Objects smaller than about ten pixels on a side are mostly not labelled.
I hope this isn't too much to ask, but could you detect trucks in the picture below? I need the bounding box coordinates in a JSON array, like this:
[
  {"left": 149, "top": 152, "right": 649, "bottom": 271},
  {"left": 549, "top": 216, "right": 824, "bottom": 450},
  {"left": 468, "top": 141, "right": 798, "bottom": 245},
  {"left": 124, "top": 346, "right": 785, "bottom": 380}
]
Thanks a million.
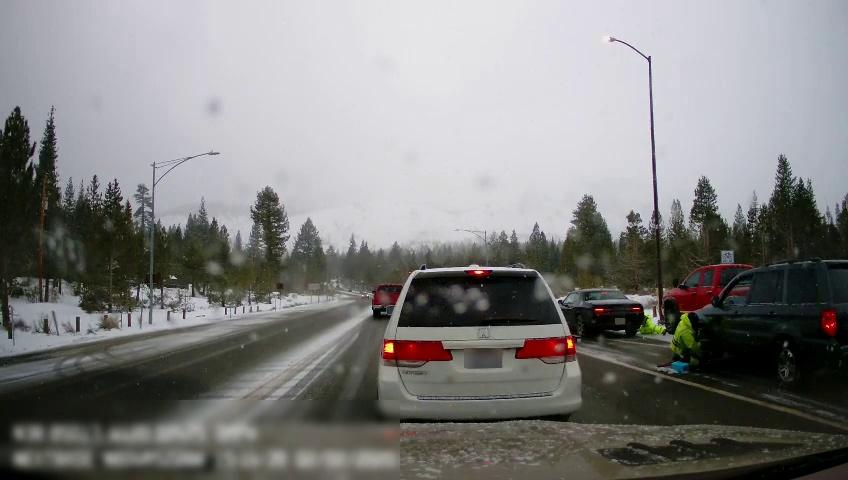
[
  {"left": 372, "top": 282, "right": 404, "bottom": 319},
  {"left": 660, "top": 263, "right": 753, "bottom": 335}
]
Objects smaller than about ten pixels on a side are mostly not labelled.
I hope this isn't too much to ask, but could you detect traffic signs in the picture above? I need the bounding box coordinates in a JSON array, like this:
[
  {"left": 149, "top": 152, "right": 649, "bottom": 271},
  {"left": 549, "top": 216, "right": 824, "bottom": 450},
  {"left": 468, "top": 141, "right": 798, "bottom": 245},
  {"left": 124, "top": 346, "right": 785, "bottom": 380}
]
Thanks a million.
[{"left": 720, "top": 249, "right": 735, "bottom": 264}]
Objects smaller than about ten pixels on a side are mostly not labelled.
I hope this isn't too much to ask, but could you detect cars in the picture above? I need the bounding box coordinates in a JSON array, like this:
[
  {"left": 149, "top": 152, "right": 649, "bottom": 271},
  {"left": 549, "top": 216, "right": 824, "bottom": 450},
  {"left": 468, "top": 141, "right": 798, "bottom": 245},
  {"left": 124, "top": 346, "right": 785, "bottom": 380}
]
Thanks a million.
[{"left": 557, "top": 288, "right": 645, "bottom": 338}]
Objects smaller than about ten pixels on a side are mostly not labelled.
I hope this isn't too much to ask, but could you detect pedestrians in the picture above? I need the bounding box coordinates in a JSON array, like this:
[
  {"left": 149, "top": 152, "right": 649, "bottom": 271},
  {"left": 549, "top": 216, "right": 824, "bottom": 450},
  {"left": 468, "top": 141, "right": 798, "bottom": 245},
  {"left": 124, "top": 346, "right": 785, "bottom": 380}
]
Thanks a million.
[
  {"left": 640, "top": 316, "right": 666, "bottom": 336},
  {"left": 669, "top": 311, "right": 709, "bottom": 369}
]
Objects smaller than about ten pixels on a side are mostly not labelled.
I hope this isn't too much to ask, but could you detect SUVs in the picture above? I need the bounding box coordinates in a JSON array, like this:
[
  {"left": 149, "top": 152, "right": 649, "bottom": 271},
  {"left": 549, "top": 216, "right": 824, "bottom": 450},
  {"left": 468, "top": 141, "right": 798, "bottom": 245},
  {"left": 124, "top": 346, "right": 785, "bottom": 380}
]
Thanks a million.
[{"left": 690, "top": 258, "right": 848, "bottom": 391}]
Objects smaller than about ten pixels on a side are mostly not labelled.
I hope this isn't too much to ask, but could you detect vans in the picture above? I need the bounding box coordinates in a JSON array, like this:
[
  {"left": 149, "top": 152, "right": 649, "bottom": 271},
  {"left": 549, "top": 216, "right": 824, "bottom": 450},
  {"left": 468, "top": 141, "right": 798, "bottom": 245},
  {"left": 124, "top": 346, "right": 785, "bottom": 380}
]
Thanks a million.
[{"left": 377, "top": 264, "right": 586, "bottom": 423}]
